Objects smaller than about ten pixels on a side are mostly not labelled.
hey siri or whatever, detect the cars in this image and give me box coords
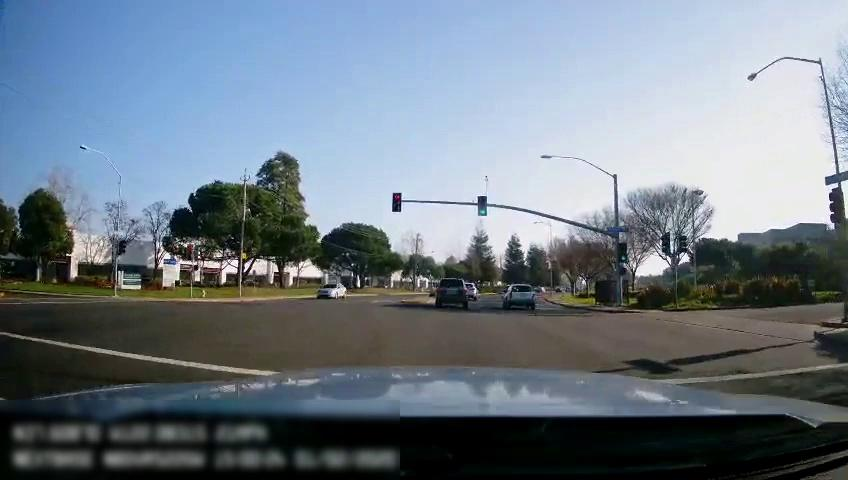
[316,283,347,299]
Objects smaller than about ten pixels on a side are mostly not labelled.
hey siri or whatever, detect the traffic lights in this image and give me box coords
[659,232,671,257]
[827,186,848,223]
[616,243,629,264]
[676,235,688,253]
[477,195,488,217]
[391,192,402,213]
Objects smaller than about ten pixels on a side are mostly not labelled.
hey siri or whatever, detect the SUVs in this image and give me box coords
[502,284,537,311]
[456,282,479,302]
[435,278,469,309]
